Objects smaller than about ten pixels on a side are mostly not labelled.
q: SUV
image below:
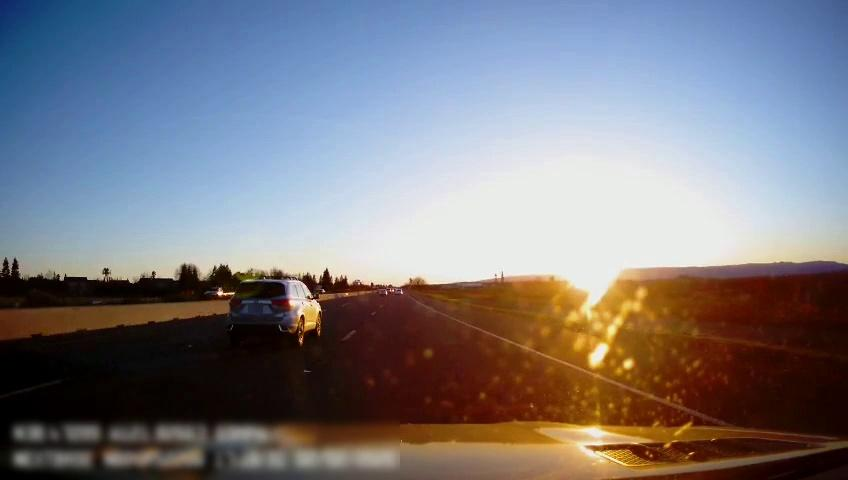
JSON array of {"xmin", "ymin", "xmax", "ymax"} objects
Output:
[{"xmin": 227, "ymin": 274, "xmax": 323, "ymax": 351}]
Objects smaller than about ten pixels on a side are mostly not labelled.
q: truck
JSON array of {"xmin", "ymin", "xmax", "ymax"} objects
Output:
[{"xmin": 201, "ymin": 286, "xmax": 235, "ymax": 301}]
